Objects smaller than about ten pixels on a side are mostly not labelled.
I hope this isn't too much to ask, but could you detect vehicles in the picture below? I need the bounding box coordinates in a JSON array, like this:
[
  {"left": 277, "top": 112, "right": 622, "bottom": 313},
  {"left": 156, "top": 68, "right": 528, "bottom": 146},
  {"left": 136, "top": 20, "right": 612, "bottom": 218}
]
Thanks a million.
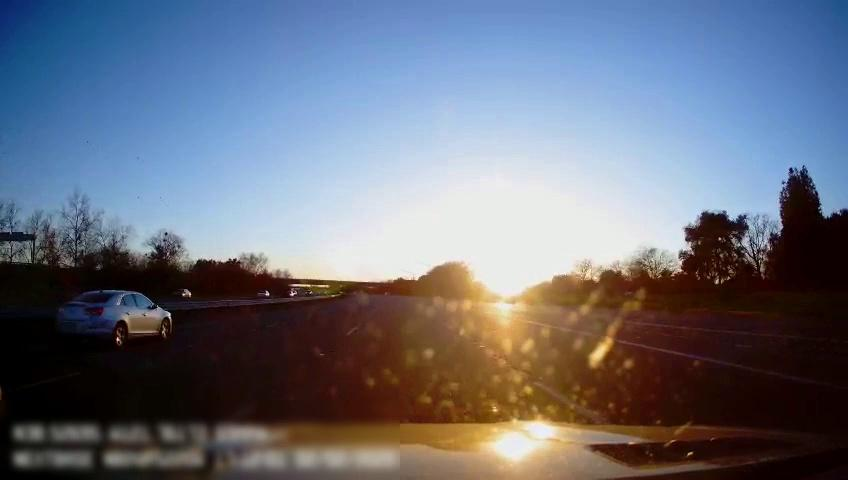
[
  {"left": 170, "top": 288, "right": 191, "bottom": 299},
  {"left": 283, "top": 291, "right": 294, "bottom": 297},
  {"left": 56, "top": 290, "right": 172, "bottom": 350},
  {"left": 256, "top": 290, "right": 270, "bottom": 298}
]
